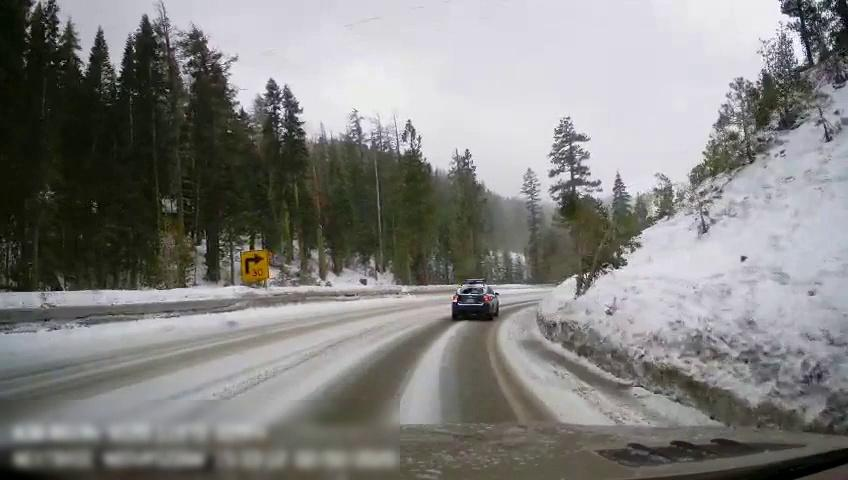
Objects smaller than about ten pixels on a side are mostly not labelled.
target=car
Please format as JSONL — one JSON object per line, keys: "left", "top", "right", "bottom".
{"left": 451, "top": 279, "right": 500, "bottom": 322}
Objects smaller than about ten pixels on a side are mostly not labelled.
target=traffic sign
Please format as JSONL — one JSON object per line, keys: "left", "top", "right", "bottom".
{"left": 240, "top": 249, "right": 271, "bottom": 283}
